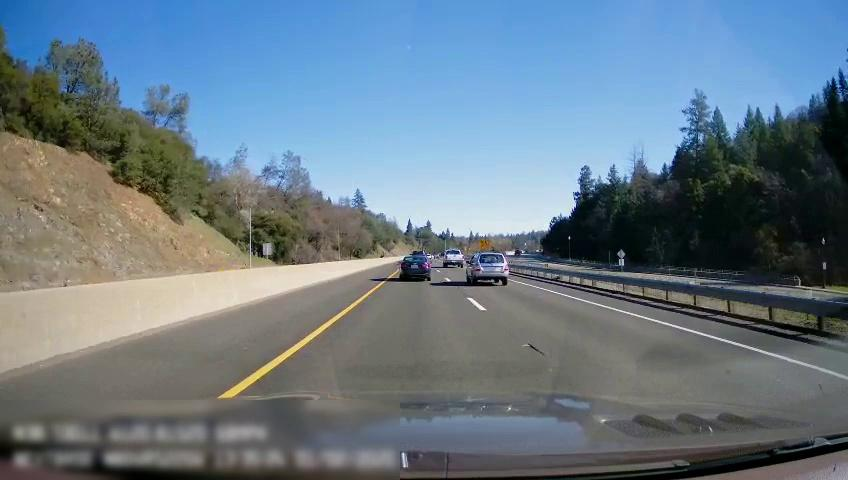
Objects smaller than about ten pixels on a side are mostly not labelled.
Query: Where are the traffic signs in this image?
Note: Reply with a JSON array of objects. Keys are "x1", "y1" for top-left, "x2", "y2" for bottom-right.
[{"x1": 478, "y1": 239, "x2": 489, "y2": 251}]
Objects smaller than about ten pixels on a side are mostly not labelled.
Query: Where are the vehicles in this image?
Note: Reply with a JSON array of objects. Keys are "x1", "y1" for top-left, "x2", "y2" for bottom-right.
[
  {"x1": 441, "y1": 248, "x2": 464, "y2": 269},
  {"x1": 398, "y1": 254, "x2": 434, "y2": 282},
  {"x1": 464, "y1": 252, "x2": 509, "y2": 287},
  {"x1": 412, "y1": 248, "x2": 426, "y2": 255}
]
